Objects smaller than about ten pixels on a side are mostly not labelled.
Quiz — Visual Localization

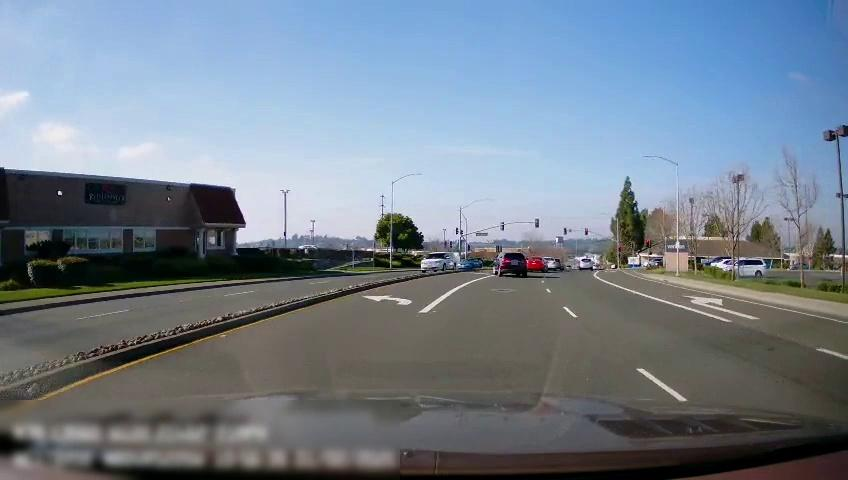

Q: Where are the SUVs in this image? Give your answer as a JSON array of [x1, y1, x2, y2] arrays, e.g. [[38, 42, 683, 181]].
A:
[[420, 251, 458, 274], [491, 252, 528, 278], [579, 257, 595, 270], [643, 257, 662, 268]]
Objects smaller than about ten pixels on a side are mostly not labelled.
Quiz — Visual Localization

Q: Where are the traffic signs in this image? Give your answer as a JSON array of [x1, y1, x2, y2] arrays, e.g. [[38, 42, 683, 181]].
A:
[[476, 233, 488, 237]]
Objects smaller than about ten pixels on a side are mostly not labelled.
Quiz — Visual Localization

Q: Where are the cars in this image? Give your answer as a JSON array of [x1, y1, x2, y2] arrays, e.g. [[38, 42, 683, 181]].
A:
[[457, 259, 475, 272], [546, 258, 567, 271], [526, 257, 547, 273]]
